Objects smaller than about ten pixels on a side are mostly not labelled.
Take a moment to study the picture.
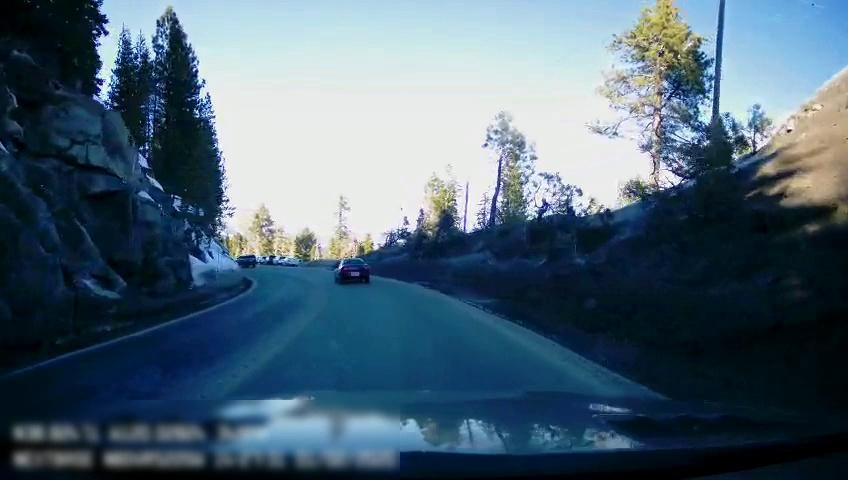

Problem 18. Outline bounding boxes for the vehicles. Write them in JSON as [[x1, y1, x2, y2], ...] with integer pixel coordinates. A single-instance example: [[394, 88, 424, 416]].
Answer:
[[237, 254, 257, 266], [334, 258, 370, 285], [283, 256, 300, 267], [262, 256, 276, 266], [272, 256, 288, 266]]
